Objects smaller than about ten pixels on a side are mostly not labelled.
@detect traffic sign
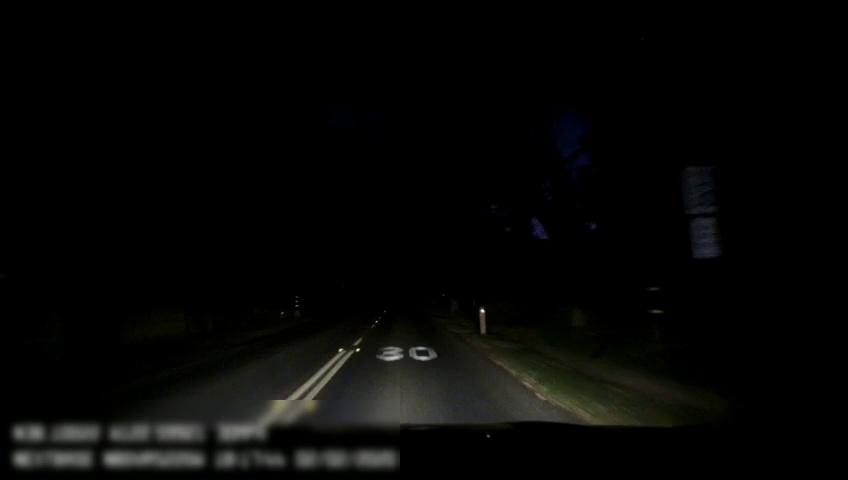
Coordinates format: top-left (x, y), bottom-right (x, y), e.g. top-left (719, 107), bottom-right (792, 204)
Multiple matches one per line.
top-left (683, 164), bottom-right (722, 213)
